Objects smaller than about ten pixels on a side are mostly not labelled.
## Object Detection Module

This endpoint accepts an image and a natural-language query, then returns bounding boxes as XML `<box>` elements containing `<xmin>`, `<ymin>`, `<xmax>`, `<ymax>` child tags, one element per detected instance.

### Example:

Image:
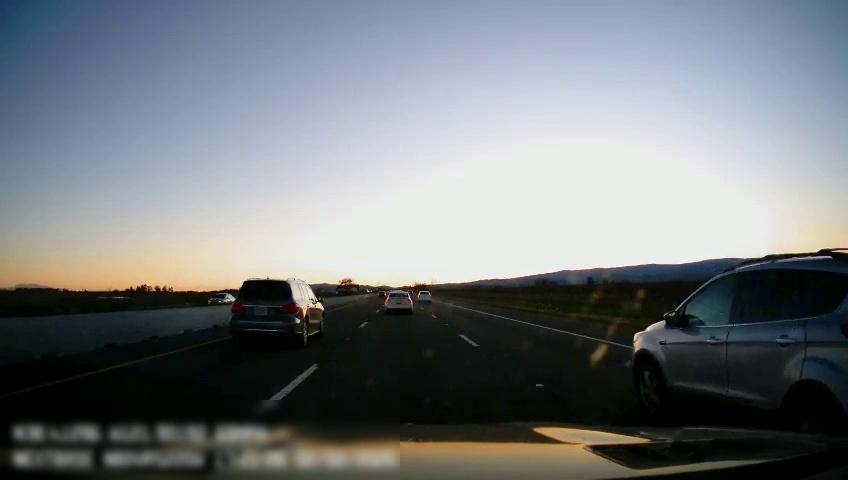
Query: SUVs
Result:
<box><xmin>229</xmin><ymin>277</ymin><xmax>328</xmax><ymax>351</ymax></box>
<box><xmin>625</xmin><ymin>247</ymin><xmax>848</xmax><ymax>435</ymax></box>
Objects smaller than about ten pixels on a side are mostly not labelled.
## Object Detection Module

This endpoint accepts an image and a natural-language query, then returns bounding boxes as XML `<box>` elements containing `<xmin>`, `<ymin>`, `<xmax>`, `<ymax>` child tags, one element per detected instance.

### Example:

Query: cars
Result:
<box><xmin>385</xmin><ymin>290</ymin><xmax>415</xmax><ymax>313</ymax></box>
<box><xmin>209</xmin><ymin>292</ymin><xmax>236</xmax><ymax>304</ymax></box>
<box><xmin>416</xmin><ymin>290</ymin><xmax>432</xmax><ymax>303</ymax></box>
